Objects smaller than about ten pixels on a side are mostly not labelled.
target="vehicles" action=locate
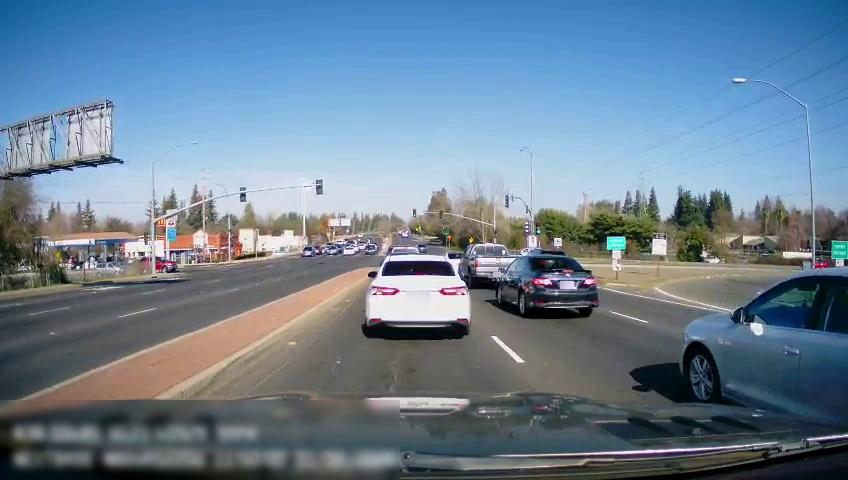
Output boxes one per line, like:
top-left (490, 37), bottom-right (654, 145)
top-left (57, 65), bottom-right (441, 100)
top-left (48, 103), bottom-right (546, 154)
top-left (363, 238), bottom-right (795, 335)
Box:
top-left (95, 262), bottom-right (122, 278)
top-left (495, 254), bottom-right (600, 318)
top-left (536, 249), bottom-right (565, 256)
top-left (703, 255), bottom-right (722, 264)
top-left (135, 255), bottom-right (177, 275)
top-left (815, 260), bottom-right (832, 269)
top-left (365, 244), bottom-right (377, 255)
top-left (457, 244), bottom-right (520, 289)
top-left (387, 245), bottom-right (420, 256)
top-left (678, 266), bottom-right (848, 421)
top-left (445, 252), bottom-right (462, 271)
top-left (361, 255), bottom-right (471, 339)
top-left (301, 246), bottom-right (316, 258)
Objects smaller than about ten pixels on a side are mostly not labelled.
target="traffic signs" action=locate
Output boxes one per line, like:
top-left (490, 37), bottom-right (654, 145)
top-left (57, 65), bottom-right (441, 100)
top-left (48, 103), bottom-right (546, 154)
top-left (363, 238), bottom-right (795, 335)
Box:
top-left (606, 236), bottom-right (627, 251)
top-left (830, 239), bottom-right (848, 261)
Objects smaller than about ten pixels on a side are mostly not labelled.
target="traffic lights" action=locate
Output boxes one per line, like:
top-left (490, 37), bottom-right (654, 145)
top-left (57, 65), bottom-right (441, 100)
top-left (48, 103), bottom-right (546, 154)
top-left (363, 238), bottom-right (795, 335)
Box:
top-left (524, 221), bottom-right (530, 234)
top-left (504, 192), bottom-right (510, 208)
top-left (535, 223), bottom-right (541, 235)
top-left (143, 232), bottom-right (149, 245)
top-left (240, 186), bottom-right (247, 202)
top-left (316, 179), bottom-right (324, 195)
